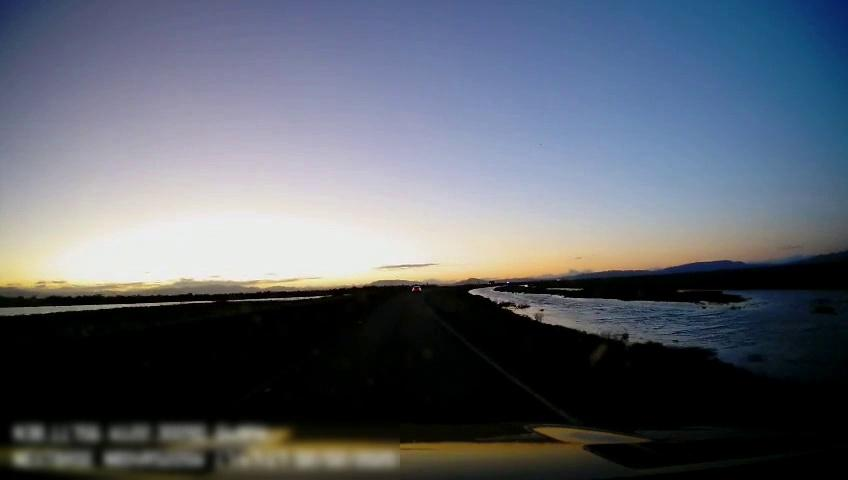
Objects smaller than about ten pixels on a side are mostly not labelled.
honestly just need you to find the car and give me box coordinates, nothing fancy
[411,285,422,293]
